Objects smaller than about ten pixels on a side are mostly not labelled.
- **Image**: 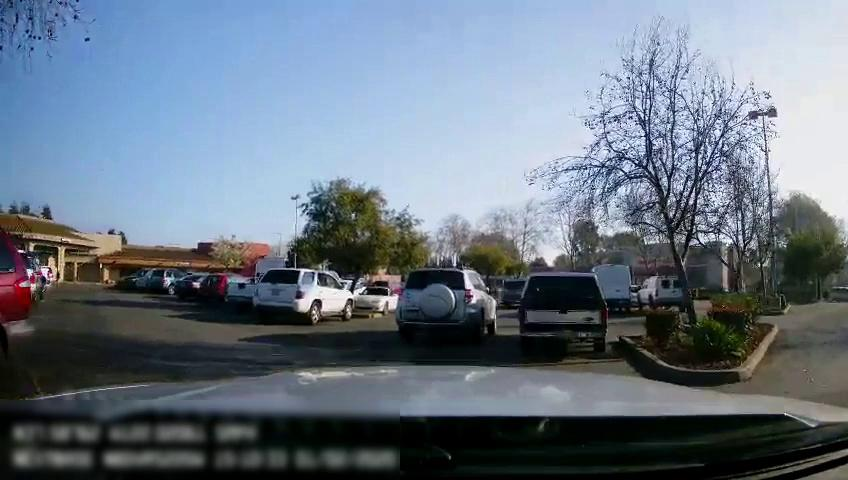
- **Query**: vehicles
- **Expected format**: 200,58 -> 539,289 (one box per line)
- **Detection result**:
21,251 -> 57,298
134,275 -> 149,289
591,265 -> 631,314
201,273 -> 249,305
148,269 -> 189,295
337,280 -> 367,299
255,268 -> 354,327
121,269 -> 154,288
397,268 -> 497,344
0,230 -> 39,383
175,274 -> 209,299
366,280 -> 403,293
353,287 -> 398,318
637,278 -> 688,313
630,285 -> 643,305
519,272 -> 608,356
226,277 -> 261,313
502,280 -> 527,309
37,267 -> 53,287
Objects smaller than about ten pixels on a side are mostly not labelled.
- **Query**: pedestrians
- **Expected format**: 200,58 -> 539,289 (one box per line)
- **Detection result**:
40,275 -> 47,301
